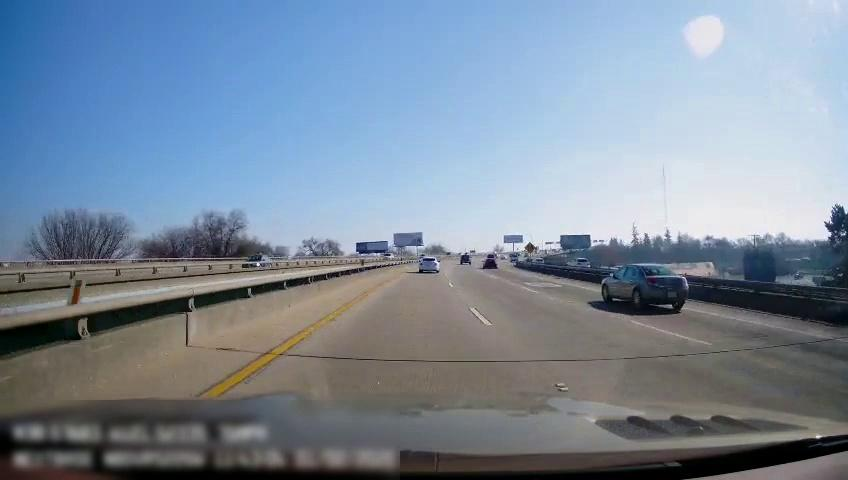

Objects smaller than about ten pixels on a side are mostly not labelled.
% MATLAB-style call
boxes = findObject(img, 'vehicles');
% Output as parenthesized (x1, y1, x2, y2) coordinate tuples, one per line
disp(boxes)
(383, 252, 394, 260)
(419, 255, 441, 273)
(242, 254, 273, 268)
(564, 257, 591, 269)
(460, 255, 472, 265)
(601, 264, 689, 311)
(484, 260, 498, 270)
(528, 257, 545, 265)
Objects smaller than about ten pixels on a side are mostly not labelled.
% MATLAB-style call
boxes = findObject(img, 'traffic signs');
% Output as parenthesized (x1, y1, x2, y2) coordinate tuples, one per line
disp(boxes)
(524, 242, 536, 253)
